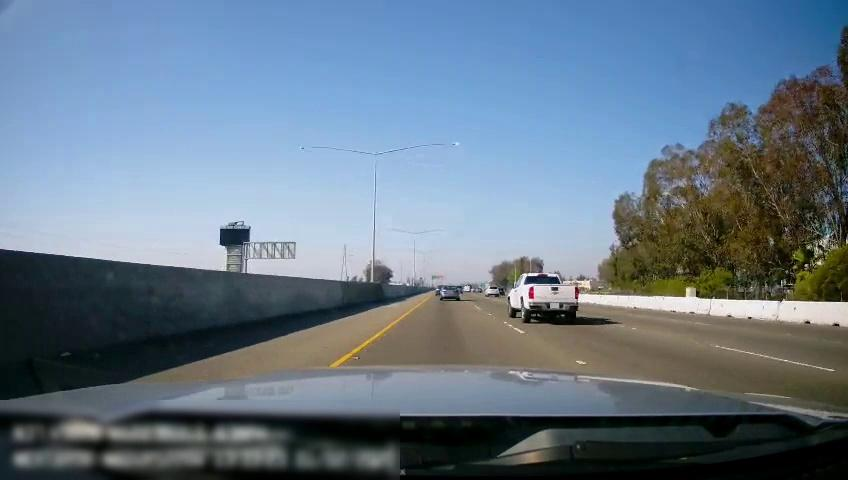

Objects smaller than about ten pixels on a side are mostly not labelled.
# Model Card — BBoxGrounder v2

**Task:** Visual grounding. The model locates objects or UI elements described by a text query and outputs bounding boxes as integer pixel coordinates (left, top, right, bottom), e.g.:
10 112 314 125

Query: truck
507 272 579 325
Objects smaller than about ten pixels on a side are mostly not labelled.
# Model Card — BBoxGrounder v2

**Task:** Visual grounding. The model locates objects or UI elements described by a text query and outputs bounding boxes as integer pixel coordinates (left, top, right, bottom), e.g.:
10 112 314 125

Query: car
439 283 461 300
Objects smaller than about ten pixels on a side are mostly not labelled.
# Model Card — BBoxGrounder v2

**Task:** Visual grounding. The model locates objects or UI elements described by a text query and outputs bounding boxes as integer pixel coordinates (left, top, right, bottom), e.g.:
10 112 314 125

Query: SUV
484 284 500 297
